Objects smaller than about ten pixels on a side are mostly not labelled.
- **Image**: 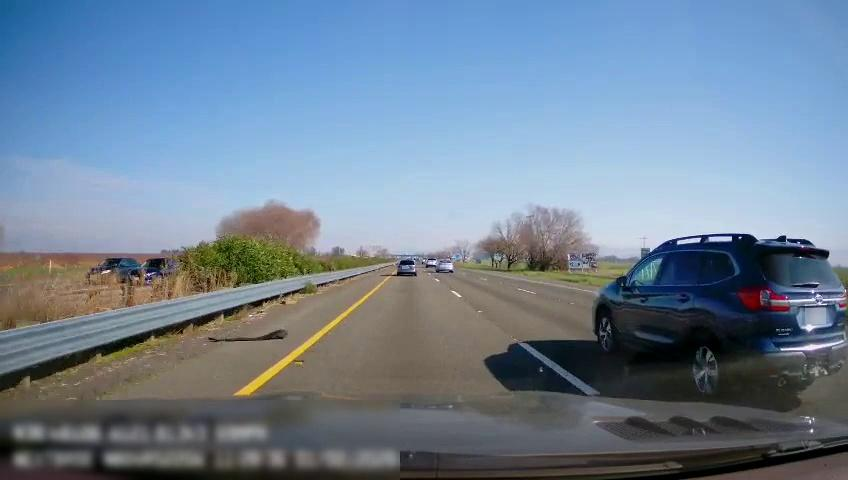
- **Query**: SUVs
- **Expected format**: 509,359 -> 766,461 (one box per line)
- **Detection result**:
590,241 -> 848,405
396,258 -> 418,277
127,257 -> 178,287
83,258 -> 143,286
435,259 -> 454,274
425,258 -> 438,269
